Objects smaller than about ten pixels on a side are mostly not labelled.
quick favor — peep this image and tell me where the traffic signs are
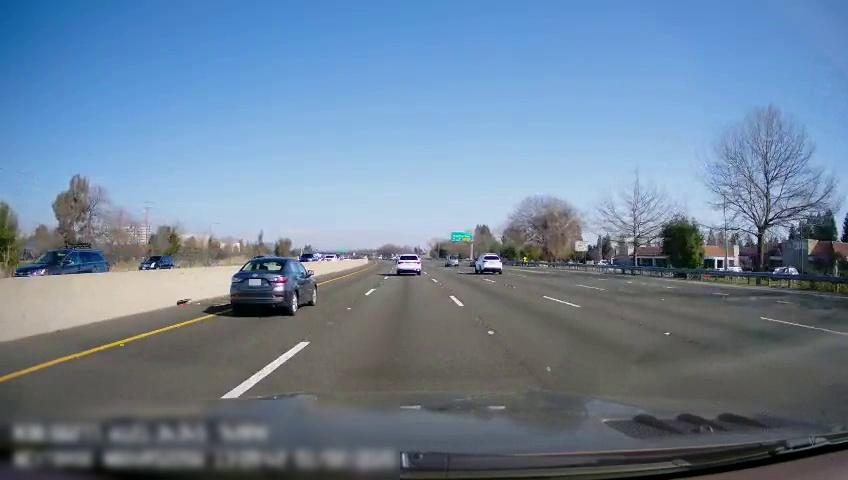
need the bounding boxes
[450,231,474,243]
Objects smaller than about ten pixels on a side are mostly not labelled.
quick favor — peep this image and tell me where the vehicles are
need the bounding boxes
[299,253,319,263]
[138,255,178,270]
[442,254,459,268]
[229,255,318,317]
[474,254,503,274]
[395,253,421,276]
[324,255,340,262]
[14,248,112,277]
